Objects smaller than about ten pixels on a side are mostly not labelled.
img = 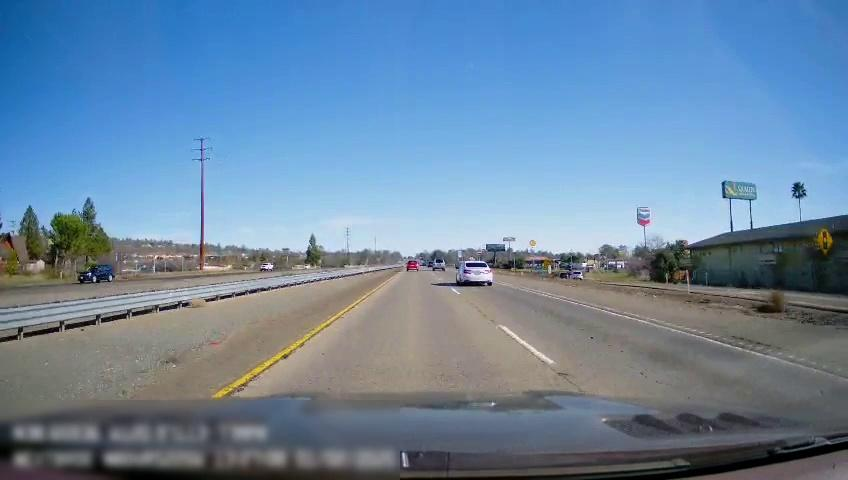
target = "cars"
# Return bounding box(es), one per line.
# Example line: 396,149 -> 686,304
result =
455,261 -> 494,287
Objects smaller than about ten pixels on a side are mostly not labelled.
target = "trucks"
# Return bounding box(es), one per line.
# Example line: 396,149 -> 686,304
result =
259,262 -> 274,272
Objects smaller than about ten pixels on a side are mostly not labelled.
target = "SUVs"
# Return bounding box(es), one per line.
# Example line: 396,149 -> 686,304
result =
405,259 -> 420,272
432,258 -> 446,273
78,265 -> 114,284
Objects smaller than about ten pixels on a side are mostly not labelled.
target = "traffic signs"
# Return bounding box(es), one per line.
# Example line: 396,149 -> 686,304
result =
815,228 -> 832,257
